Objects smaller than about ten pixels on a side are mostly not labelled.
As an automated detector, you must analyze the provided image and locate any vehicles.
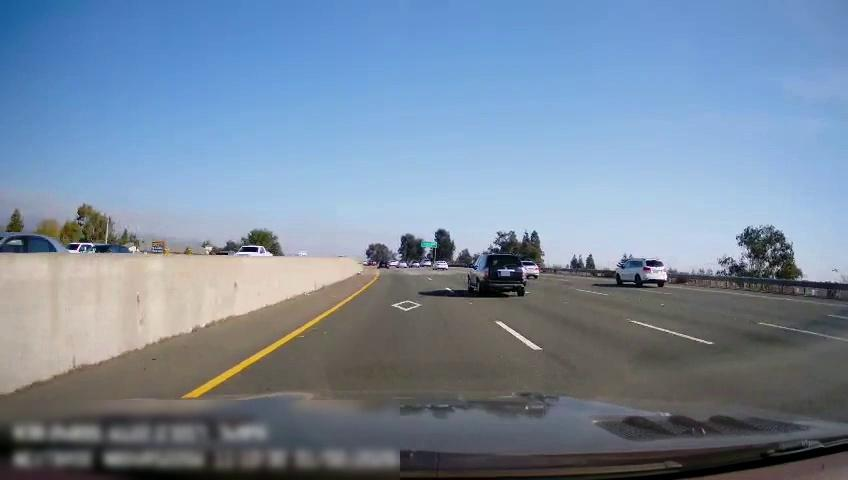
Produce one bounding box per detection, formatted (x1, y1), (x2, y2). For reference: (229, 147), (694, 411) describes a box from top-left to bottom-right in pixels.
(67, 242), (94, 253)
(409, 260), (420, 268)
(419, 258), (432, 268)
(235, 245), (273, 256)
(0, 230), (72, 253)
(616, 258), (668, 288)
(467, 254), (528, 298)
(521, 261), (540, 279)
(432, 260), (449, 271)
(78, 244), (130, 254)
(396, 259), (407, 269)
(378, 260), (390, 270)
